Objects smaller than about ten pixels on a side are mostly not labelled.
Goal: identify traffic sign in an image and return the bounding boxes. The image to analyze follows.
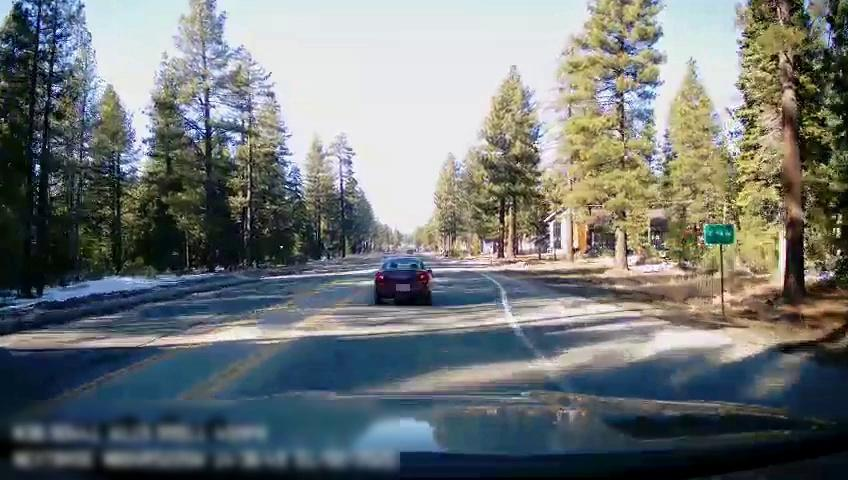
[702,223,737,245]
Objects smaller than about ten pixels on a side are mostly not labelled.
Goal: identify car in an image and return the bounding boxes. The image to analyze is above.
[373,255,432,308]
